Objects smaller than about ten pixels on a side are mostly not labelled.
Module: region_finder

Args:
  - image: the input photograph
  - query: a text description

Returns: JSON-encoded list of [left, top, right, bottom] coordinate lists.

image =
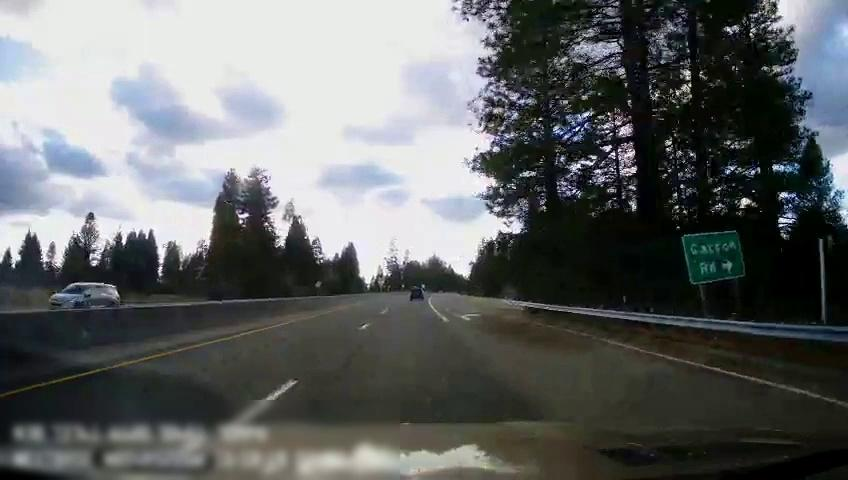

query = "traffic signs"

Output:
[[682, 231, 745, 284]]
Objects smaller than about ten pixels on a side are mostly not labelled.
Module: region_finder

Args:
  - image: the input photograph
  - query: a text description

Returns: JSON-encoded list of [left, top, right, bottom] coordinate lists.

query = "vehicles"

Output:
[[47, 282, 121, 311], [409, 287, 425, 302]]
